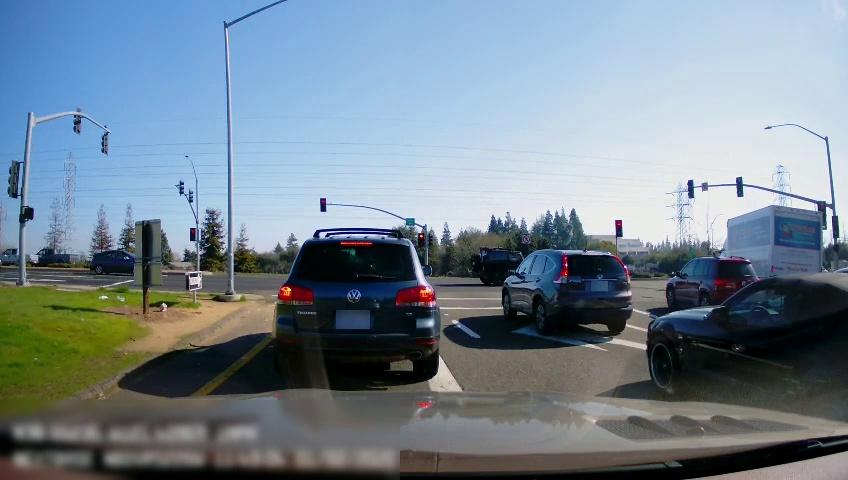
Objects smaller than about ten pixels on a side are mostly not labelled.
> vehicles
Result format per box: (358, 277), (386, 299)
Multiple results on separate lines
(0, 248), (38, 267)
(272, 237), (443, 382)
(37, 247), (72, 265)
(88, 250), (134, 276)
(476, 247), (527, 288)
(834, 265), (848, 273)
(715, 204), (825, 278)
(501, 249), (633, 339)
(665, 256), (758, 312)
(645, 269), (848, 414)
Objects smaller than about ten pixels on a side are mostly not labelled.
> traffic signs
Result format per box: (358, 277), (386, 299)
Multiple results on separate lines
(405, 218), (416, 226)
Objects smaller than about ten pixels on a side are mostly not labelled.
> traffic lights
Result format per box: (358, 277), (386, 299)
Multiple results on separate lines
(817, 200), (828, 230)
(735, 177), (744, 198)
(188, 190), (195, 204)
(100, 132), (108, 155)
(190, 227), (197, 241)
(177, 180), (186, 196)
(320, 197), (328, 213)
(686, 178), (695, 200)
(614, 220), (624, 238)
(72, 110), (83, 135)
(7, 160), (19, 198)
(24, 207), (35, 220)
(417, 233), (425, 245)
(428, 233), (434, 246)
